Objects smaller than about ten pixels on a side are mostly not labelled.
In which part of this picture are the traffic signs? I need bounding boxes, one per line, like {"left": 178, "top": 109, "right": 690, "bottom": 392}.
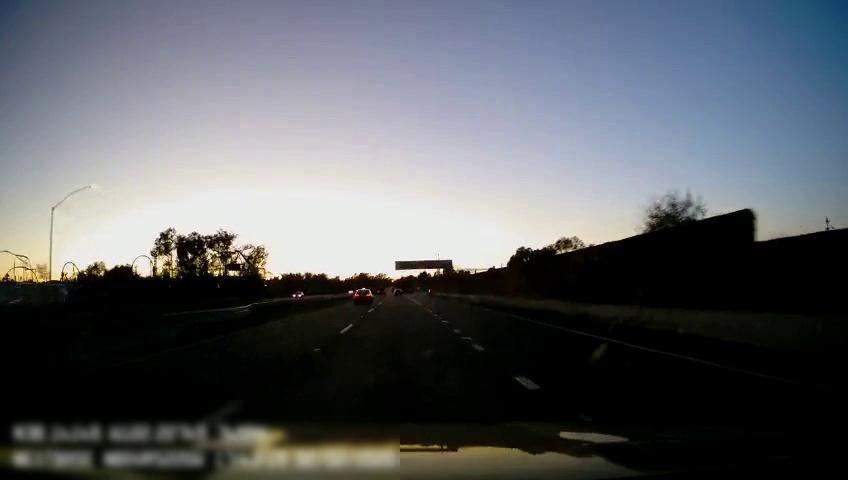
{"left": 394, "top": 259, "right": 436, "bottom": 269}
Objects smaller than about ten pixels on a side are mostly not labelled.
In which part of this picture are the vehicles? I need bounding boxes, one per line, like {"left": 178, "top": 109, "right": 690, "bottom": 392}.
{"left": 352, "top": 288, "right": 374, "bottom": 305}
{"left": 393, "top": 288, "right": 404, "bottom": 297}
{"left": 9, "top": 283, "right": 69, "bottom": 308}
{"left": 292, "top": 290, "right": 305, "bottom": 298}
